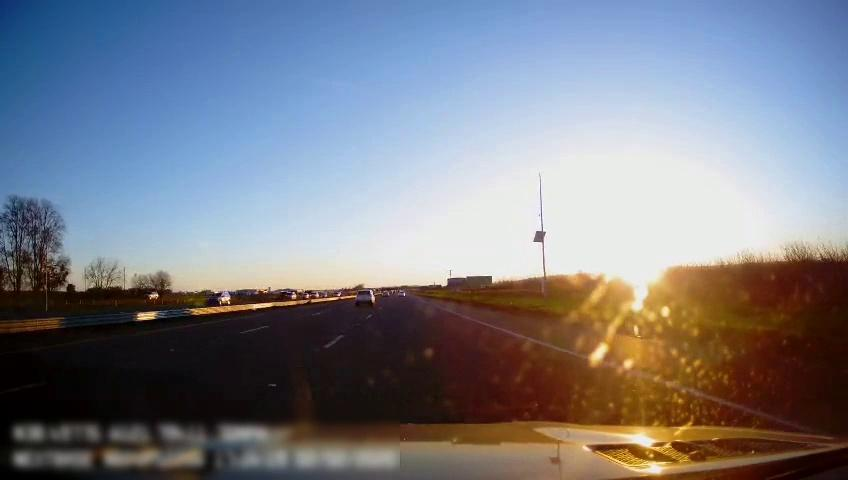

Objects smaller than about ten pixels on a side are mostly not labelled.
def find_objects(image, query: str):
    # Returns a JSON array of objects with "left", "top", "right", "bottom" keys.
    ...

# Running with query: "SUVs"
[
  {"left": 145, "top": 290, "right": 164, "bottom": 301},
  {"left": 206, "top": 292, "right": 231, "bottom": 307},
  {"left": 354, "top": 289, "right": 376, "bottom": 307}
]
